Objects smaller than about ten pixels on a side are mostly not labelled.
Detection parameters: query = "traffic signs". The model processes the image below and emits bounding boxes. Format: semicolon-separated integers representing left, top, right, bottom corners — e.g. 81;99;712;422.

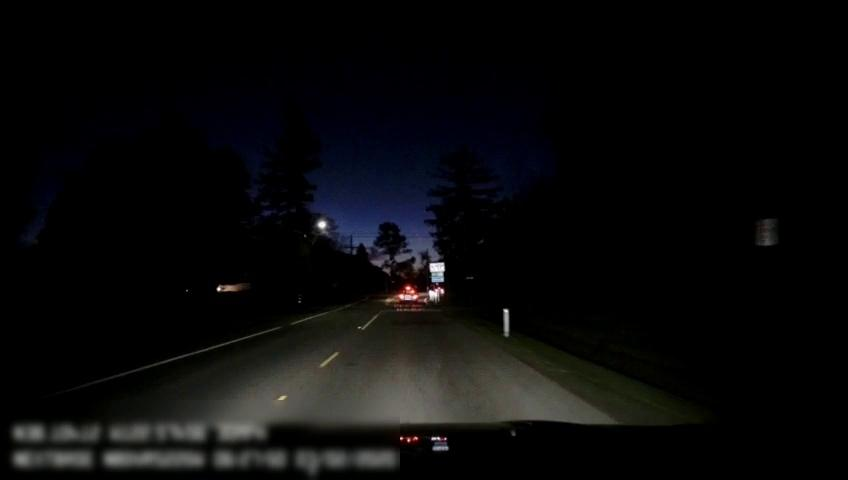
431;271;444;283
430;263;444;272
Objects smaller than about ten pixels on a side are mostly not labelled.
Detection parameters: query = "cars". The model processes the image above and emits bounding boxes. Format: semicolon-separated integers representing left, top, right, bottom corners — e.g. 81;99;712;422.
399;288;418;304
